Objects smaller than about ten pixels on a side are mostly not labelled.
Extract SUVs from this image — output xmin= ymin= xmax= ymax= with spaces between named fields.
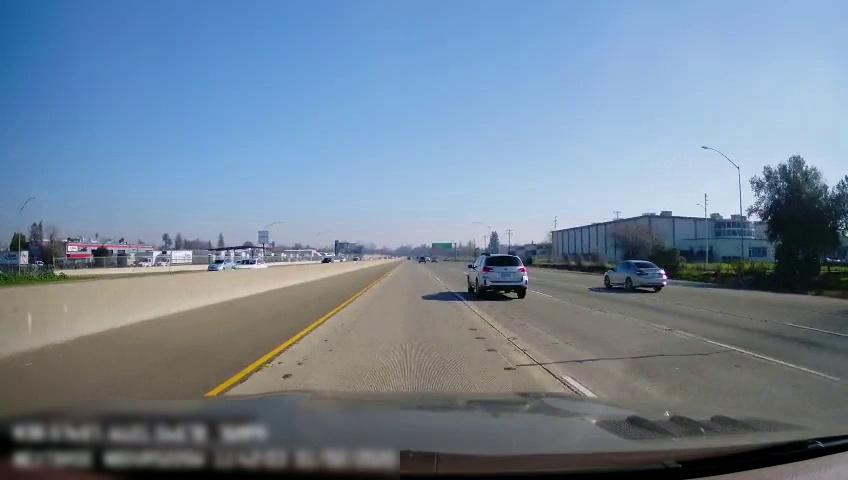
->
xmin=467 ymin=253 xmax=529 ymax=300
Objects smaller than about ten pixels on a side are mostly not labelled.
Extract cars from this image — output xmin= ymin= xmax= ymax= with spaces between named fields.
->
xmin=602 ymin=258 xmax=667 ymax=294
xmin=208 ymin=259 xmax=239 ymax=273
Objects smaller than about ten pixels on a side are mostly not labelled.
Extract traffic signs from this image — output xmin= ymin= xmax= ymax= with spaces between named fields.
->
xmin=431 ymin=242 xmax=453 ymax=251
